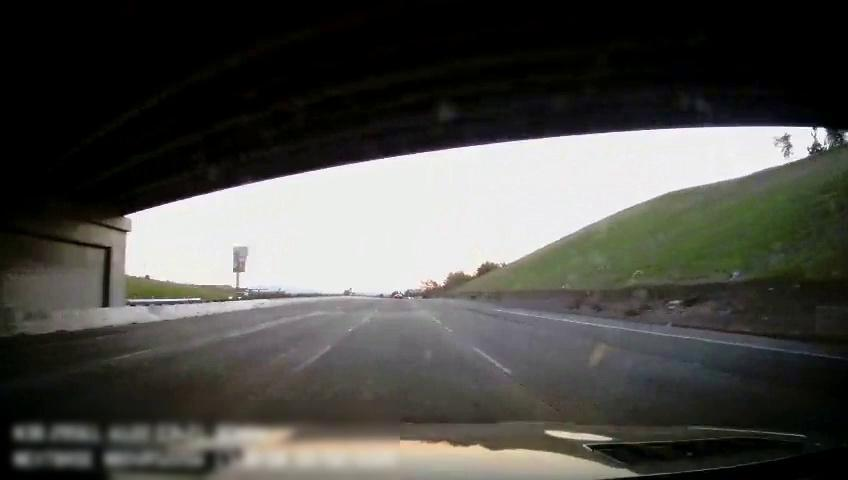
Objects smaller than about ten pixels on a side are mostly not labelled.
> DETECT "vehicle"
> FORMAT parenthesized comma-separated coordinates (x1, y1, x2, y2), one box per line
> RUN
(228, 292, 248, 302)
